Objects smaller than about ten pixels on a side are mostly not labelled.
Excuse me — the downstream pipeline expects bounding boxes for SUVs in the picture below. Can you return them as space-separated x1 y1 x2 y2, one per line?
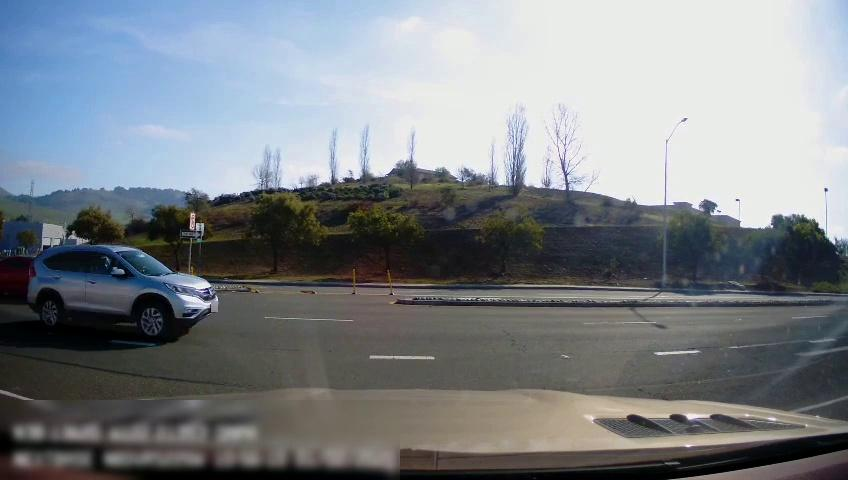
25 244 219 341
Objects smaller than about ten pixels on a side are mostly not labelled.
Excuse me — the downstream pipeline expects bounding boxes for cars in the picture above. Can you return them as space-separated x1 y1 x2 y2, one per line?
0 255 33 301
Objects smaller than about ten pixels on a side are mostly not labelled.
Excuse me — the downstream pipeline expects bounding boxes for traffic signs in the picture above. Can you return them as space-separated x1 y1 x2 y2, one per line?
189 213 196 232
180 230 199 238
